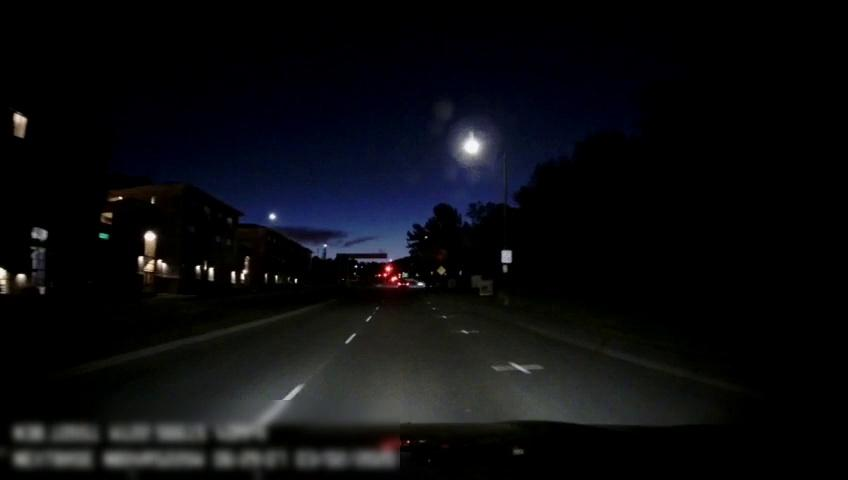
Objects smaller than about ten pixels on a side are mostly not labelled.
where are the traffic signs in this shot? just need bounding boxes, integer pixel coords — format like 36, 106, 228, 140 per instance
501, 249, 513, 263
437, 264, 447, 275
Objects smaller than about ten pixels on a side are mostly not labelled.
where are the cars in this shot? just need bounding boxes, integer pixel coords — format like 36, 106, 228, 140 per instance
397, 280, 409, 289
